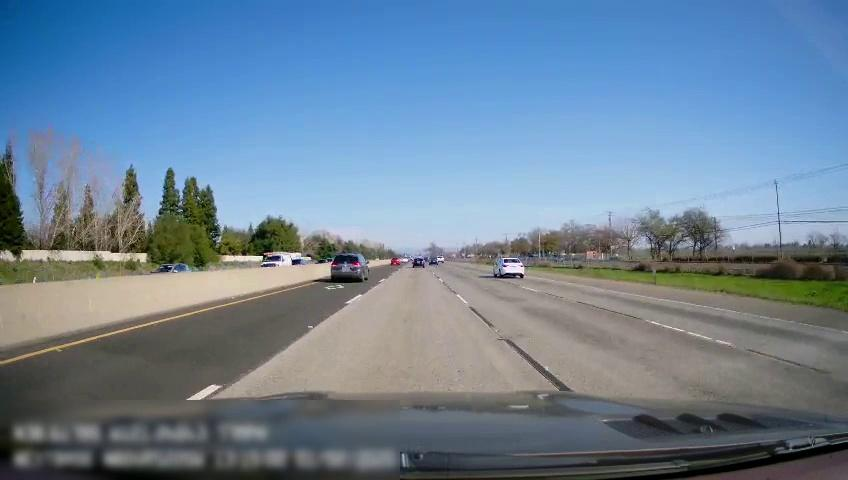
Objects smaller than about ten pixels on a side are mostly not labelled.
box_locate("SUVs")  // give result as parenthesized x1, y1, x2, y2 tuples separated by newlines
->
(150, 263, 192, 275)
(330, 252, 371, 283)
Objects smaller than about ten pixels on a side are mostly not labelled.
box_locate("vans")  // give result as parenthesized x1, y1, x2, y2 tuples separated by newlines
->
(260, 255, 292, 267)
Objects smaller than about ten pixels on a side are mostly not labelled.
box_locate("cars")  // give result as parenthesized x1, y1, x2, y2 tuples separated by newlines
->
(412, 257, 425, 269)
(493, 258, 524, 278)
